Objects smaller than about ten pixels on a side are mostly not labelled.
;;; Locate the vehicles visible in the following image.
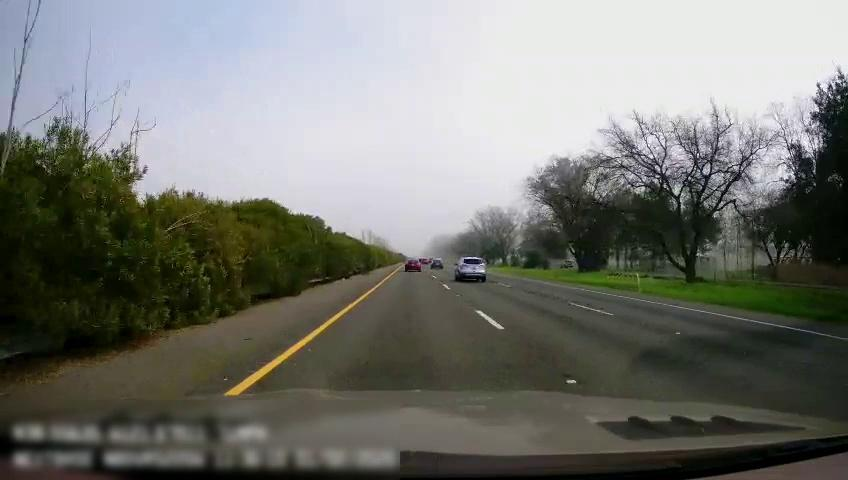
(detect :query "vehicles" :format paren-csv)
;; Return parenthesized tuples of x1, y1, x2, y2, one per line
(404, 257, 423, 273)
(431, 259, 445, 269)
(454, 256, 487, 282)
(559, 260, 573, 269)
